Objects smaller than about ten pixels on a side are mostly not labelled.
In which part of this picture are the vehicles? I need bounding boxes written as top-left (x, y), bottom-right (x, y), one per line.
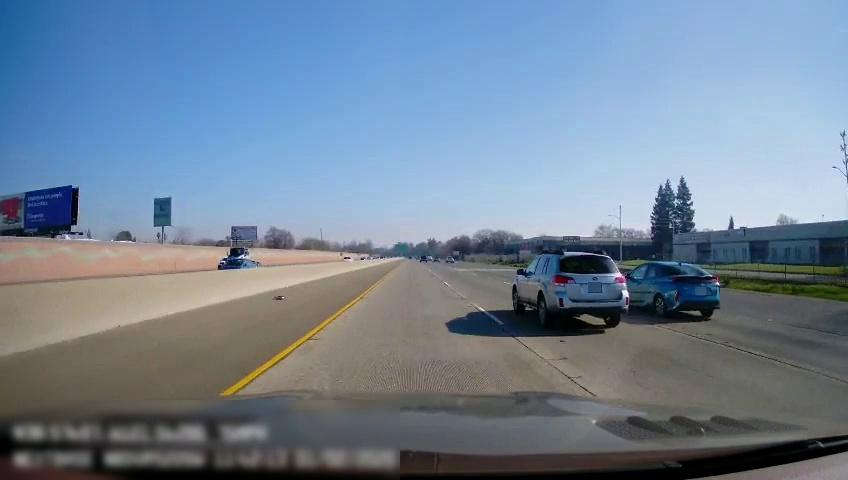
top-left (217, 256), bottom-right (260, 271)
top-left (623, 261), bottom-right (722, 319)
top-left (343, 256), bottom-right (354, 262)
top-left (511, 251), bottom-right (630, 329)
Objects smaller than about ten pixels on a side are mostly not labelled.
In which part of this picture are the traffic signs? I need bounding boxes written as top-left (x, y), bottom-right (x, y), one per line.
top-left (393, 243), bottom-right (408, 251)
